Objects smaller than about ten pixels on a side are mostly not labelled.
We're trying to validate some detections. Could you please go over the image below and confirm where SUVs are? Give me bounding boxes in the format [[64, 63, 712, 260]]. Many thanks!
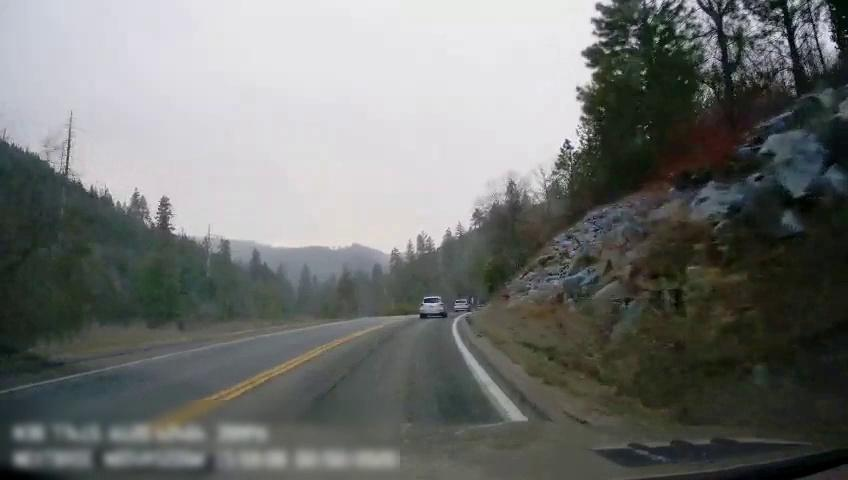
[[454, 299, 471, 312], [420, 296, 448, 318]]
